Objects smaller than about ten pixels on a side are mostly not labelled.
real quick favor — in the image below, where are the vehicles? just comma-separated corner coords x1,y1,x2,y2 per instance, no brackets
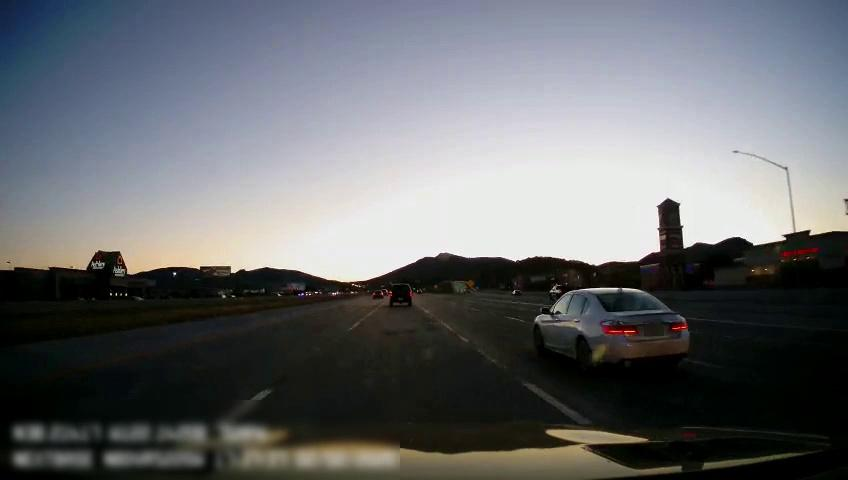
128,295,144,301
389,283,413,306
372,289,384,299
531,286,689,375
548,283,578,302
511,289,522,297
